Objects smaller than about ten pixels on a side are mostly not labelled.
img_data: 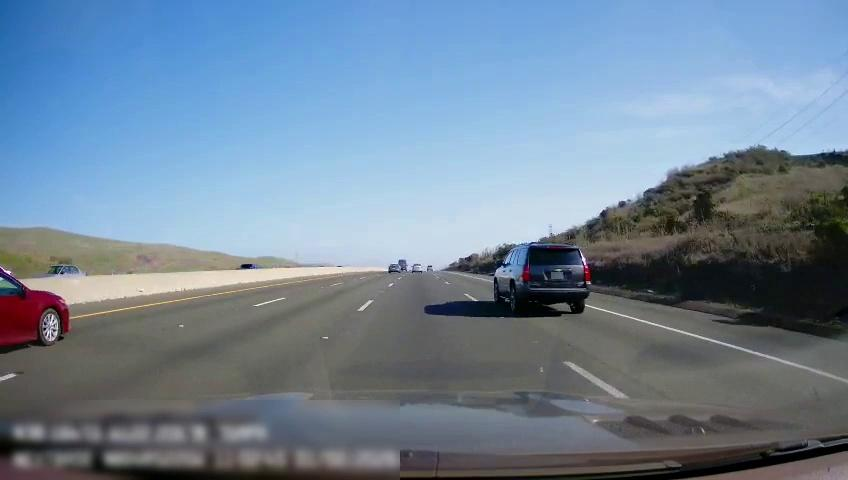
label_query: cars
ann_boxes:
[0,265,71,348]
[388,263,401,273]
[32,263,85,279]
[238,263,256,270]
[410,263,424,273]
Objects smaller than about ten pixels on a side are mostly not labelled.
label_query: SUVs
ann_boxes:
[493,242,591,316]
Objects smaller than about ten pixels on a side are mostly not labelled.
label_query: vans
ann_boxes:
[397,259,407,272]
